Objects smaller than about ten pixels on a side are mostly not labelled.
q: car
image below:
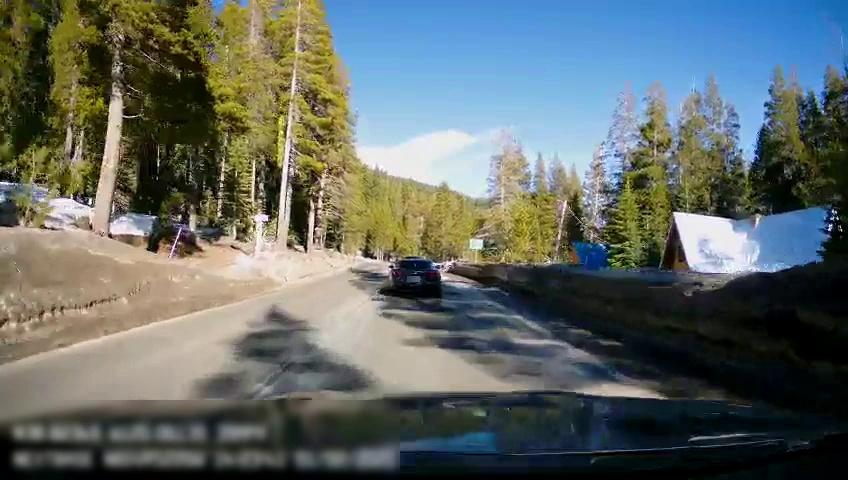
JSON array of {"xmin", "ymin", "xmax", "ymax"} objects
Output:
[{"xmin": 388, "ymin": 257, "xmax": 442, "ymax": 293}]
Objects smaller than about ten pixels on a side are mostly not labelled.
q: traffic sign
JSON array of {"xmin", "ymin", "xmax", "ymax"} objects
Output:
[{"xmin": 468, "ymin": 238, "xmax": 485, "ymax": 250}]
